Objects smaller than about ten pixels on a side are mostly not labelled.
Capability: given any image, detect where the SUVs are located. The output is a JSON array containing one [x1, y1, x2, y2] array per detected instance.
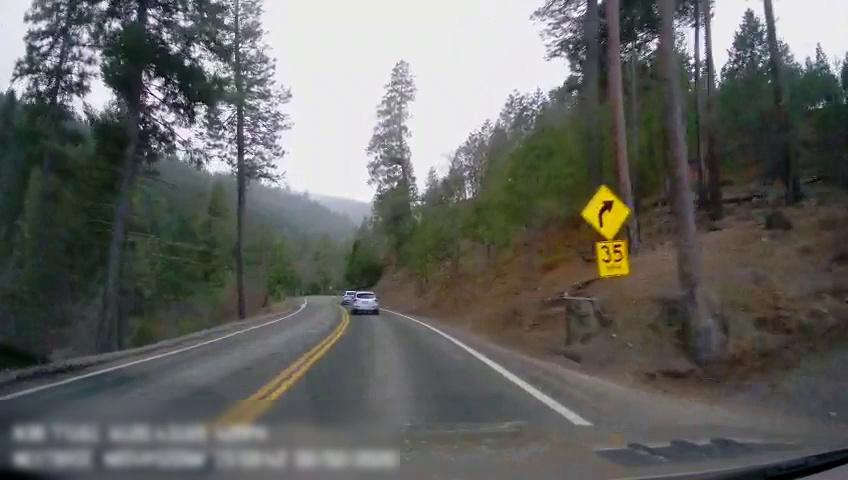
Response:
[[351, 291, 379, 315], [341, 291, 357, 305]]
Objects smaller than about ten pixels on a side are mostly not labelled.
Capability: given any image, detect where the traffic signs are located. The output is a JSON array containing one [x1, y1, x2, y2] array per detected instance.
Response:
[[596, 241, 629, 277], [580, 185, 632, 241]]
